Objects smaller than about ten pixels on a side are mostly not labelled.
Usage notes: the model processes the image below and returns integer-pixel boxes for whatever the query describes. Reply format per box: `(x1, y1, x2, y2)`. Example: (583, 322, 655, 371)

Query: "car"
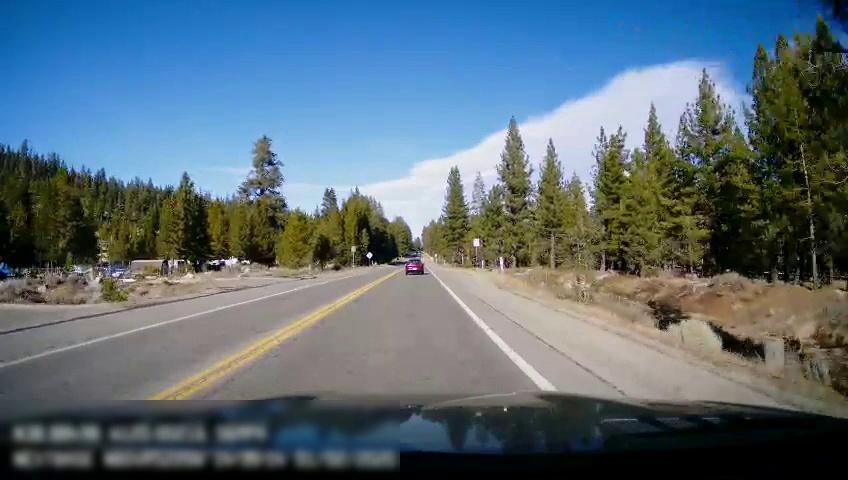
(404, 259, 425, 276)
